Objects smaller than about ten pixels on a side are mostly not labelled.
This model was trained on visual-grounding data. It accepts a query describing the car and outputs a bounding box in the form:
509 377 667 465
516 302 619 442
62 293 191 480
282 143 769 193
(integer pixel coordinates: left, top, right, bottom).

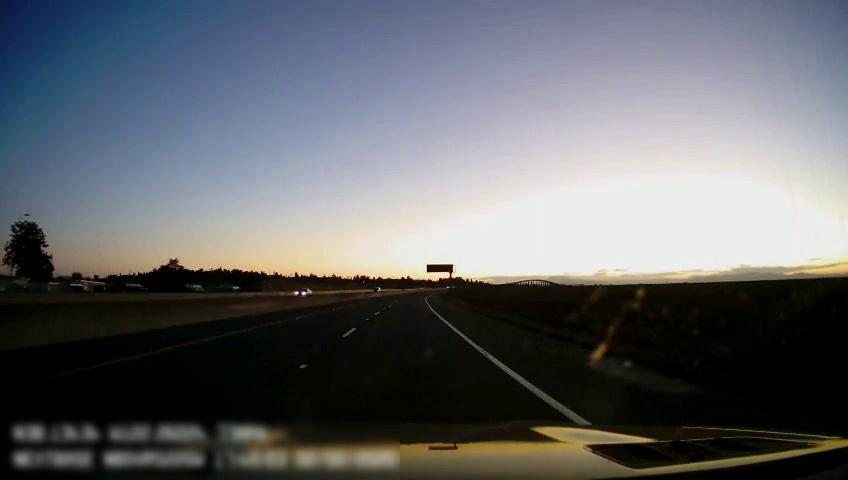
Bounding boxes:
294 287 313 296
